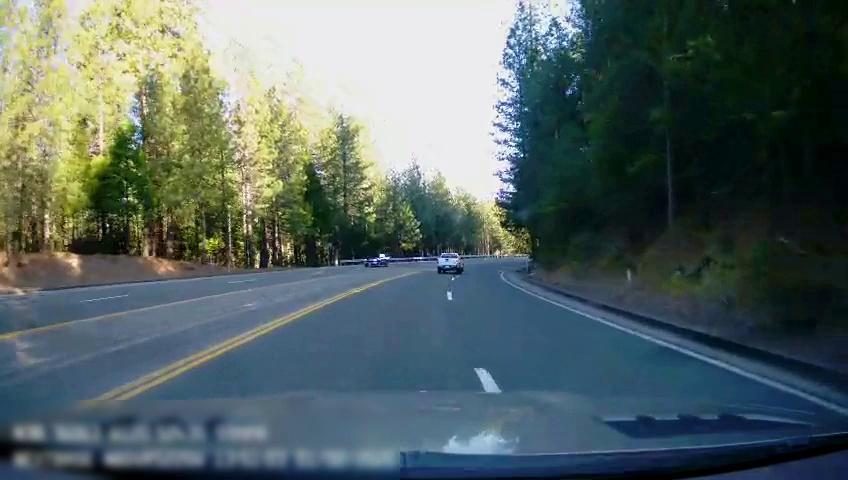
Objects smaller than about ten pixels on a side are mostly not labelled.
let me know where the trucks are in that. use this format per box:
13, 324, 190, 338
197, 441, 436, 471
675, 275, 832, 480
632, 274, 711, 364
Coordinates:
364, 253, 391, 268
437, 252, 465, 275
